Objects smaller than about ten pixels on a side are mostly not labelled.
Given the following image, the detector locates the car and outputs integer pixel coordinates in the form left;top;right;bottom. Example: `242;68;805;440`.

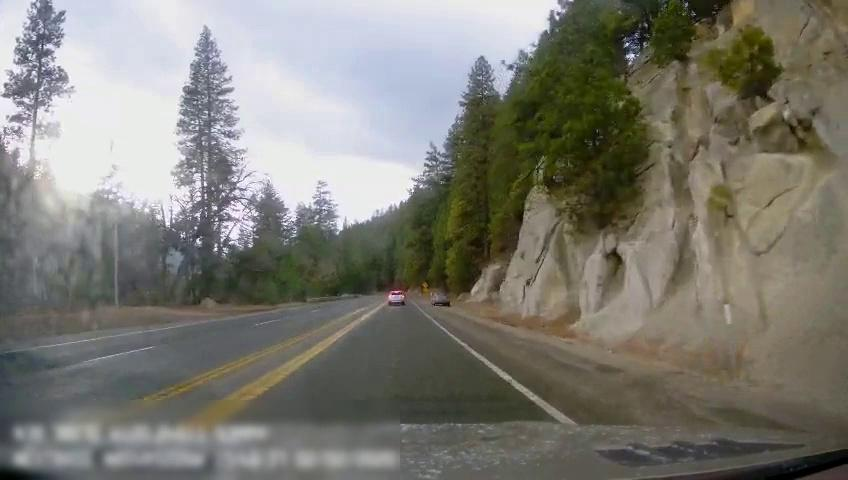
431;291;451;306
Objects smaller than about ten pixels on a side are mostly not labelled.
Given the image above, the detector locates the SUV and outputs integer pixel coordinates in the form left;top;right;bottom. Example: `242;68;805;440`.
387;290;406;306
